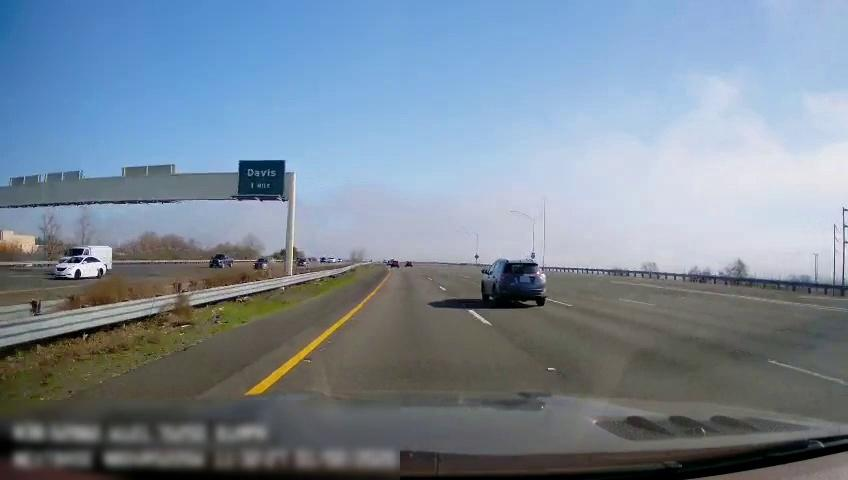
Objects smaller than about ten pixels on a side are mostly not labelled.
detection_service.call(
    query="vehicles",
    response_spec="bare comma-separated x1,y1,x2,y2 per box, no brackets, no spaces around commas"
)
253,257,275,271
53,254,108,281
390,260,399,268
208,253,234,269
65,245,113,275
480,256,548,308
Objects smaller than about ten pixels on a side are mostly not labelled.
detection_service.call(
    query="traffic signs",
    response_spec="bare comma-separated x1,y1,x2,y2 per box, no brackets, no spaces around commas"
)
238,158,286,197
